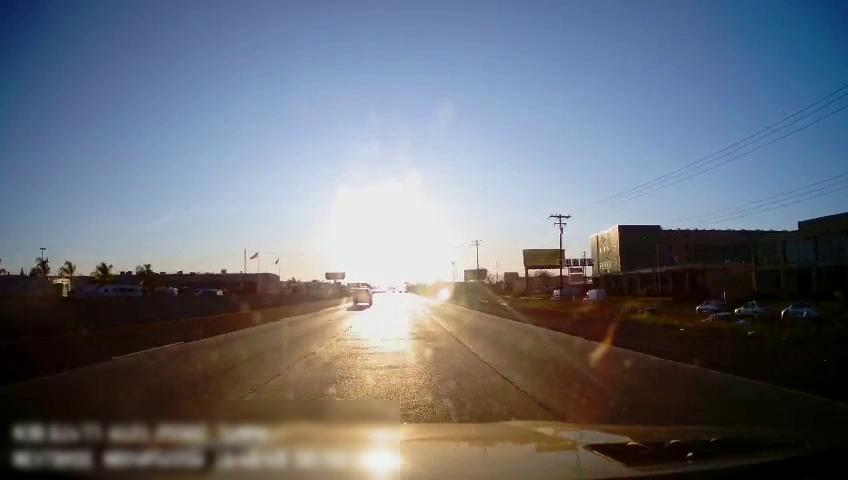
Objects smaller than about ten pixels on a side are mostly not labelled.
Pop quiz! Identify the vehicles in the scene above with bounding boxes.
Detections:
[582,289,605,304]
[550,290,568,302]
[780,302,822,320]
[353,288,373,306]
[695,300,729,315]
[734,302,771,319]
[697,313,751,329]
